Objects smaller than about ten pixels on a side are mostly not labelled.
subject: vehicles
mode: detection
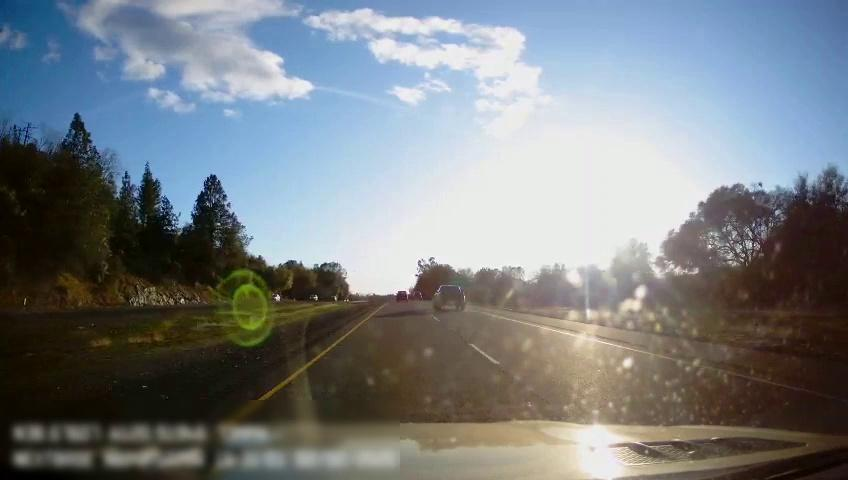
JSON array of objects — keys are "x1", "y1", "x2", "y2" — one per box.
[
  {"x1": 434, "y1": 285, "x2": 465, "y2": 312},
  {"x1": 267, "y1": 293, "x2": 281, "y2": 304},
  {"x1": 396, "y1": 291, "x2": 408, "y2": 301},
  {"x1": 412, "y1": 290, "x2": 423, "y2": 300},
  {"x1": 308, "y1": 293, "x2": 319, "y2": 302}
]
